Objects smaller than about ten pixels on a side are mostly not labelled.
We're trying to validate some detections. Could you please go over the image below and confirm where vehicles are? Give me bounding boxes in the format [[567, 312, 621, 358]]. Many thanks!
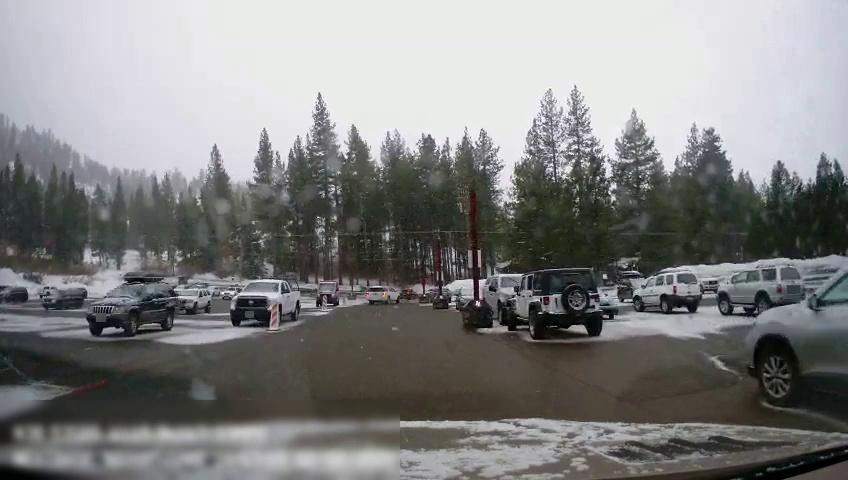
[[315, 281, 340, 307], [456, 291, 474, 313], [177, 288, 211, 317], [0, 287, 29, 303], [617, 279, 645, 304], [600, 288, 620, 320], [505, 267, 603, 340], [366, 285, 401, 306], [230, 279, 302, 327], [743, 262, 848, 410], [222, 287, 241, 300], [42, 289, 84, 310], [717, 265, 804, 316], [86, 283, 177, 339], [632, 271, 704, 316], [481, 273, 523, 324]]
